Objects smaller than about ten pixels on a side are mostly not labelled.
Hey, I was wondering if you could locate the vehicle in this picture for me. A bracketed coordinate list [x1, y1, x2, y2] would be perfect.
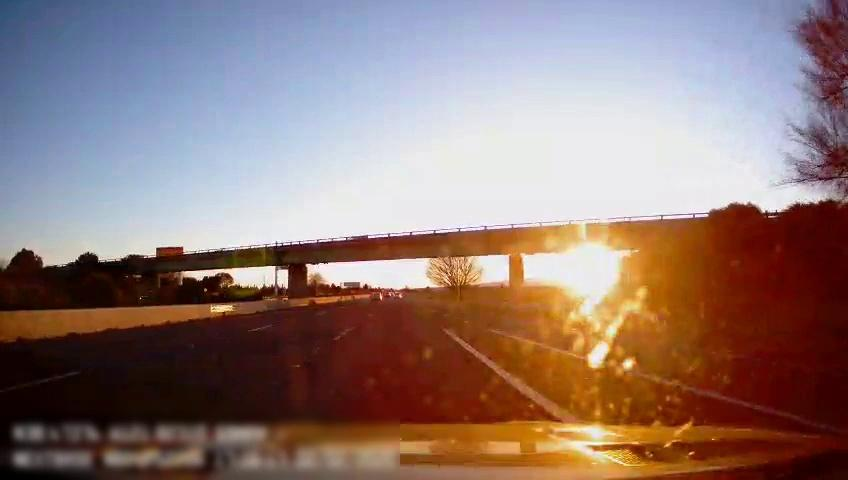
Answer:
[370, 291, 383, 301]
